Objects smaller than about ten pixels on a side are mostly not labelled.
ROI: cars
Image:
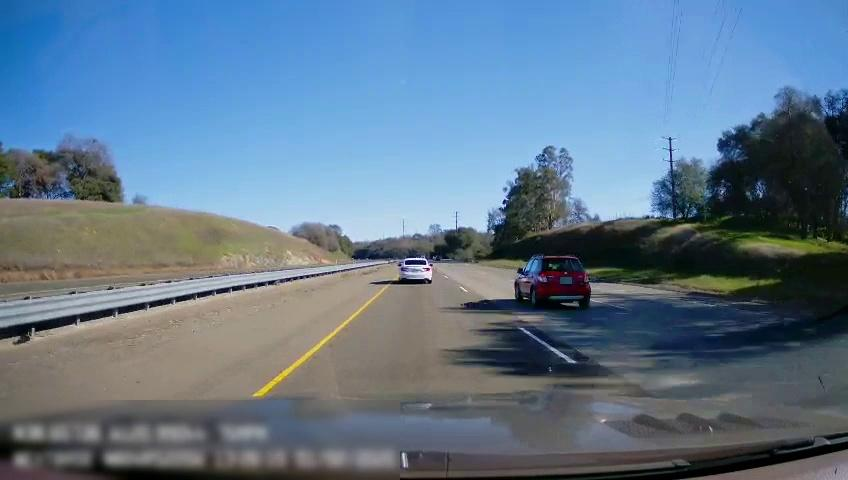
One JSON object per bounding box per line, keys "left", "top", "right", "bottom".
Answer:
{"left": 514, "top": 254, "right": 591, "bottom": 307}
{"left": 398, "top": 258, "right": 434, "bottom": 284}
